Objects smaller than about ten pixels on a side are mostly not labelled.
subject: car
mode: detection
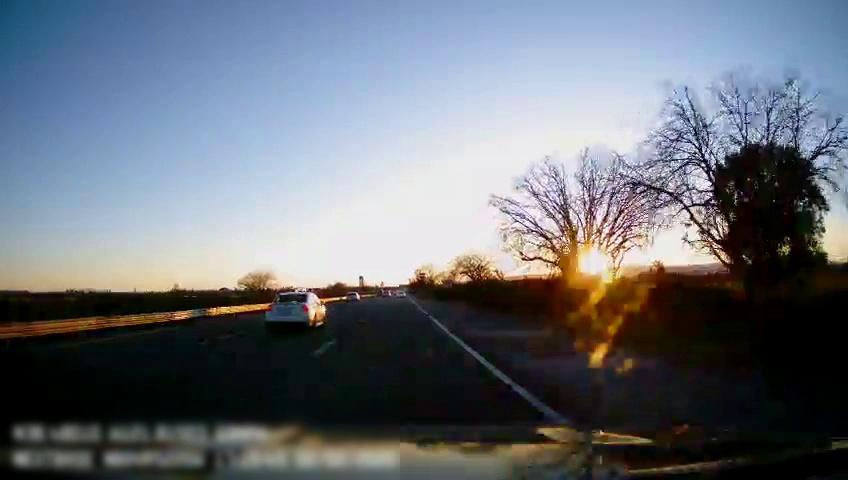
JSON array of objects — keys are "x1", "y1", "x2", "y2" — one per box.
[{"x1": 265, "y1": 291, "x2": 328, "y2": 333}]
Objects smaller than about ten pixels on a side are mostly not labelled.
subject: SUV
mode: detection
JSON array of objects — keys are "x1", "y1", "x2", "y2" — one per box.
[{"x1": 347, "y1": 291, "x2": 361, "y2": 302}]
